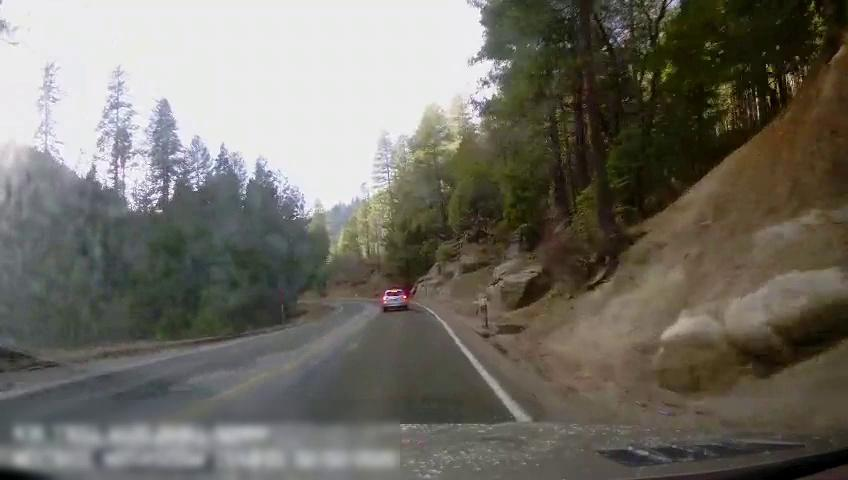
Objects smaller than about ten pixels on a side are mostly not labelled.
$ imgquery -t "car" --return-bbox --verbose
[381,288,409,313]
